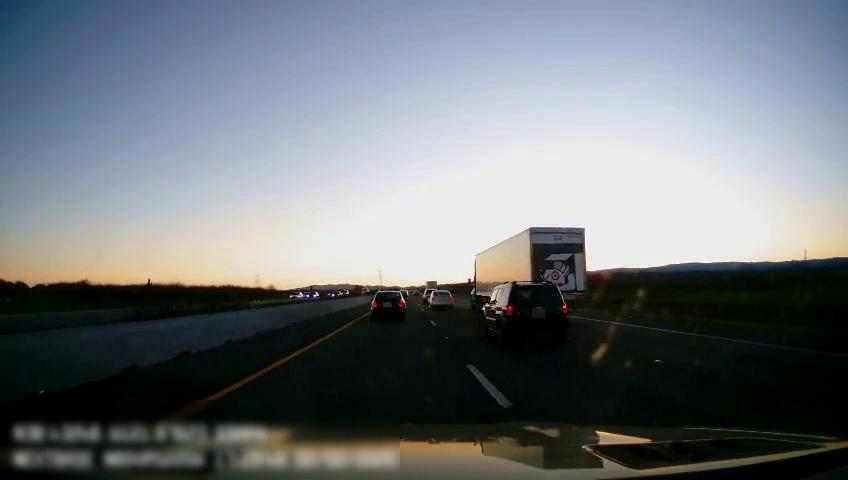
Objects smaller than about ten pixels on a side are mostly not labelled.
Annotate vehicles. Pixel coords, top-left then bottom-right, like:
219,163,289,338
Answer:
369,289,407,322
289,292,305,299
340,289,350,296
425,280,438,291
360,287,371,296
305,290,320,300
428,289,455,310
327,290,344,299
422,288,439,304
480,279,570,347
467,226,586,312
302,291,312,299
